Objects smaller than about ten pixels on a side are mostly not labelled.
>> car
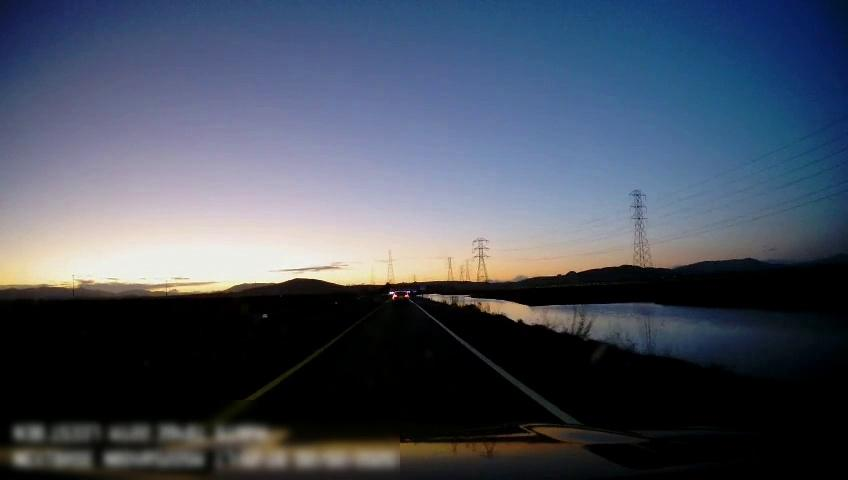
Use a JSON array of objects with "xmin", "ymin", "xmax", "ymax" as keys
[{"xmin": 392, "ymin": 290, "xmax": 410, "ymax": 304}]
